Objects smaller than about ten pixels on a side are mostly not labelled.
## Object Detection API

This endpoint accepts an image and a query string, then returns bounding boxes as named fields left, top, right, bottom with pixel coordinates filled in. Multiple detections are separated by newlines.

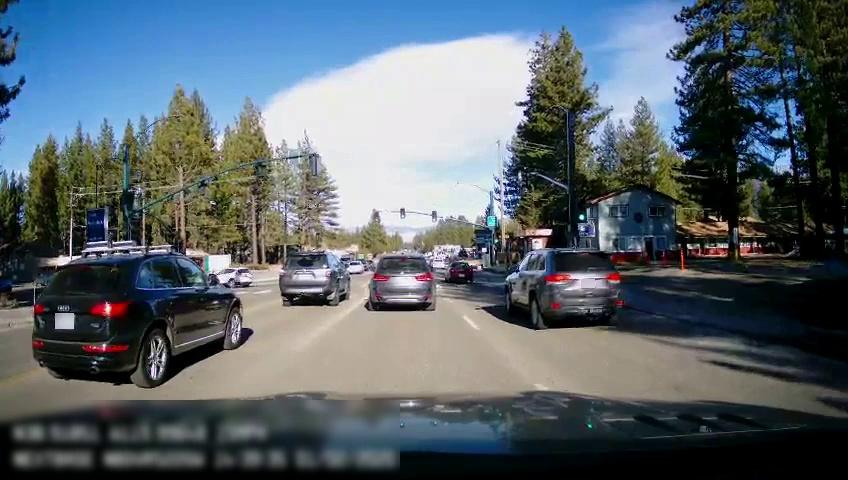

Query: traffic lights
left=255, top=161, right=266, bottom=179
left=513, top=167, right=521, bottom=186
left=311, top=155, right=320, bottom=176
left=575, top=207, right=586, bottom=224
left=431, top=209, right=439, bottom=223
left=399, top=207, right=406, bottom=220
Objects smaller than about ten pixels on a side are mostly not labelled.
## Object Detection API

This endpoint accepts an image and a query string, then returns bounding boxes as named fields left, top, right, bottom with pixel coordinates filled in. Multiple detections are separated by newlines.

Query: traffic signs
left=486, top=215, right=498, bottom=230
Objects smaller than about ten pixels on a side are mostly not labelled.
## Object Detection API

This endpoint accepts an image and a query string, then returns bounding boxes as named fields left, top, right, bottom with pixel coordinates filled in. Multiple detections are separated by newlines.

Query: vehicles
left=444, top=263, right=475, bottom=284
left=279, top=253, right=351, bottom=307
left=31, top=245, right=243, bottom=387
left=349, top=260, right=363, bottom=274
left=215, top=267, right=255, bottom=289
left=367, top=257, right=437, bottom=312
left=504, top=249, right=625, bottom=330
